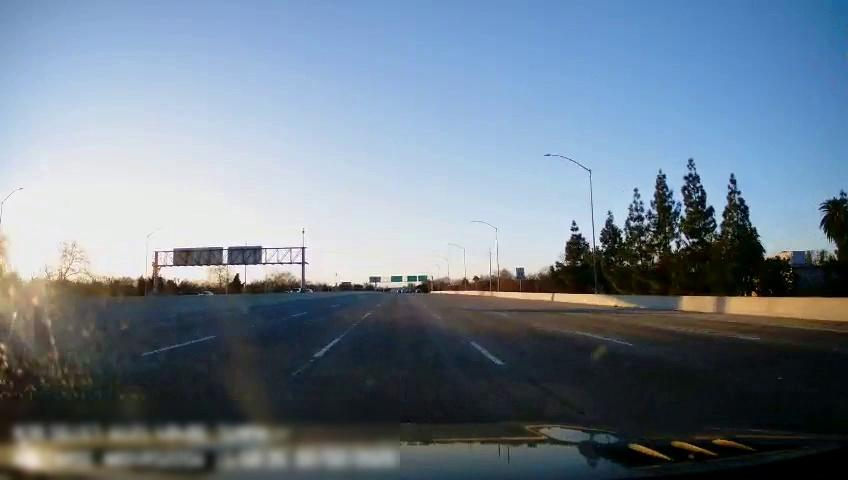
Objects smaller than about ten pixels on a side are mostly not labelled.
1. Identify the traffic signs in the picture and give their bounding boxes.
[390,276,403,283]
[407,275,418,283]
[417,275,428,282]
[515,267,526,280]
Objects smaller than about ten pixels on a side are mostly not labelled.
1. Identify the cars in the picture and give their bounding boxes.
[198,291,213,296]
[290,287,301,293]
